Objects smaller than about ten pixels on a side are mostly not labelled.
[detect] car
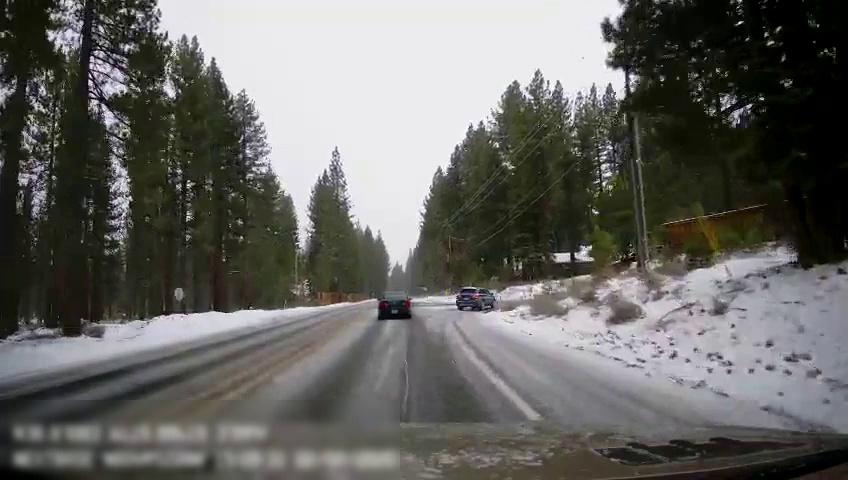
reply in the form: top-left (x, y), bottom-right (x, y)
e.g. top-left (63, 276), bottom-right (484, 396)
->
top-left (377, 291), bottom-right (412, 320)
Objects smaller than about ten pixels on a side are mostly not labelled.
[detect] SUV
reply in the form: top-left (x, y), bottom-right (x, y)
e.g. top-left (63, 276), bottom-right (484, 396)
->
top-left (455, 287), bottom-right (495, 312)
